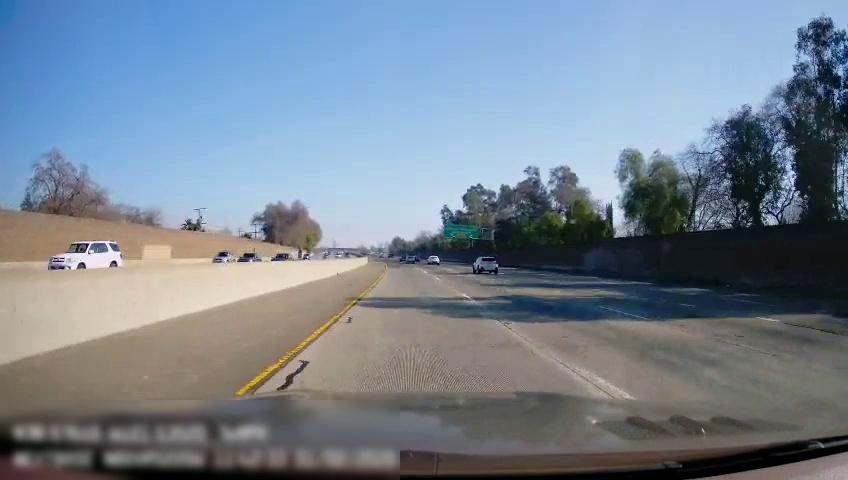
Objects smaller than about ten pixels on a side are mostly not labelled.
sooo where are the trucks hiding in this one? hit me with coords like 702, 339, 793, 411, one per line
237, 252, 262, 263
211, 250, 238, 264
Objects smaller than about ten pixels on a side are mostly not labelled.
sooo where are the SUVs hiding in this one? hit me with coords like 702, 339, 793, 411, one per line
427, 256, 440, 265
472, 257, 498, 274
47, 240, 126, 271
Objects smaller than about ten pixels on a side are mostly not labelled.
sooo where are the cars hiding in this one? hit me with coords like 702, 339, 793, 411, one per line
270, 253, 290, 262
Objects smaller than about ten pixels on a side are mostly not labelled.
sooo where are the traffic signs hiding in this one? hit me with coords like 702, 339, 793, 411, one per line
443, 224, 480, 240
